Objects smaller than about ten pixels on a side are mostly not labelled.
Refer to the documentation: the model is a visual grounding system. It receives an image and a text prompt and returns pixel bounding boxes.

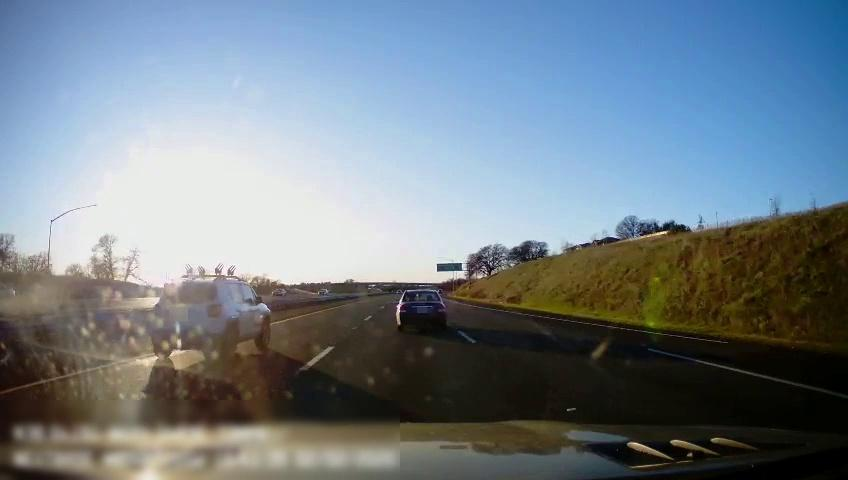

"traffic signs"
[436,263,462,273]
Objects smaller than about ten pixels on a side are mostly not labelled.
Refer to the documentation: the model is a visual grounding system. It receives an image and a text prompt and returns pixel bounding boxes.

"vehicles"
[0,283,16,300]
[317,288,330,296]
[148,281,272,361]
[396,289,446,334]
[271,288,288,297]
